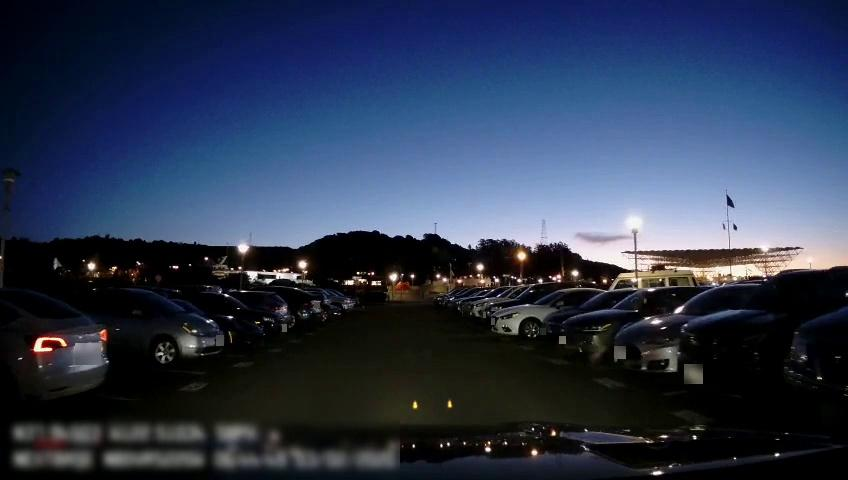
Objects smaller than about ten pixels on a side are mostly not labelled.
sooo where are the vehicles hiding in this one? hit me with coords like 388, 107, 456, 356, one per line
237, 285, 324, 332
677, 265, 848, 398
303, 287, 355, 312
470, 286, 531, 319
72, 286, 226, 368
607, 270, 701, 290
0, 285, 111, 410
458, 286, 513, 315
490, 287, 606, 341
318, 286, 360, 311
780, 305, 848, 401
217, 290, 289, 327
482, 281, 600, 322
315, 300, 342, 323
281, 289, 329, 309
613, 283, 762, 373
541, 287, 645, 338
138, 286, 287, 338
158, 297, 267, 349
555, 286, 716, 354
